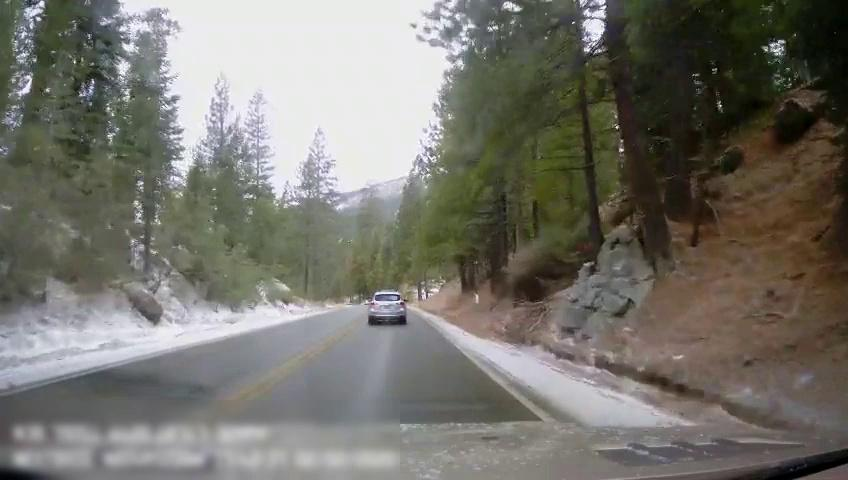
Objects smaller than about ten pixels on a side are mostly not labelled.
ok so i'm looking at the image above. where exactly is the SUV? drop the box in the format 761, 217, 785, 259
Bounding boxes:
367, 291, 408, 325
